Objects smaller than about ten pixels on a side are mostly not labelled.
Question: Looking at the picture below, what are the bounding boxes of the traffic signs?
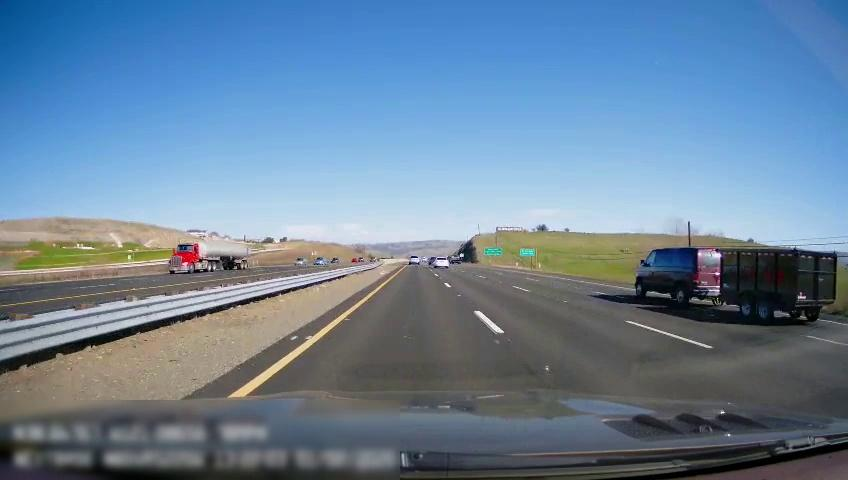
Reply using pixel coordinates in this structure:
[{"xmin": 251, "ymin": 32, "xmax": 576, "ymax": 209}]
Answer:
[
  {"xmin": 519, "ymin": 248, "xmax": 535, "ymax": 257},
  {"xmin": 483, "ymin": 247, "xmax": 503, "ymax": 256}
]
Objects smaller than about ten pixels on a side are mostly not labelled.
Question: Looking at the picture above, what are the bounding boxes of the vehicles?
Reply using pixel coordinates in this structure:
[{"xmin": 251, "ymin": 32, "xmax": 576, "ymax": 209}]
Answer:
[
  {"xmin": 433, "ymin": 256, "xmax": 449, "ymax": 268},
  {"xmin": 313, "ymin": 257, "xmax": 327, "ymax": 265},
  {"xmin": 634, "ymin": 248, "xmax": 721, "ymax": 306},
  {"xmin": 168, "ymin": 240, "xmax": 249, "ymax": 275},
  {"xmin": 408, "ymin": 255, "xmax": 420, "ymax": 265},
  {"xmin": 450, "ymin": 254, "xmax": 461, "ymax": 264},
  {"xmin": 719, "ymin": 249, "xmax": 839, "ymax": 323}
]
